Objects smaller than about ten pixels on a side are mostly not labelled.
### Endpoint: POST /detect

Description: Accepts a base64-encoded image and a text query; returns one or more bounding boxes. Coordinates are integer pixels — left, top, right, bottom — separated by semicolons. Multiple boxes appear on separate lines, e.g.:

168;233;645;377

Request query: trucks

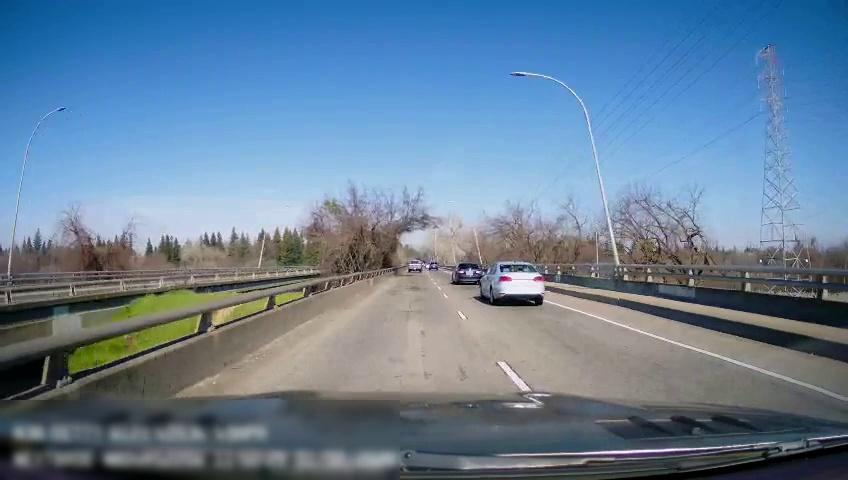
408;259;422;273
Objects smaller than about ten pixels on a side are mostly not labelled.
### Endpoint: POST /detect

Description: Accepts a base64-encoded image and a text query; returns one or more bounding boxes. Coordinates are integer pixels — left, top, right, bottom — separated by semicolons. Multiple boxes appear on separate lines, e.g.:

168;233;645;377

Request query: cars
479;261;545;306
451;263;482;286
